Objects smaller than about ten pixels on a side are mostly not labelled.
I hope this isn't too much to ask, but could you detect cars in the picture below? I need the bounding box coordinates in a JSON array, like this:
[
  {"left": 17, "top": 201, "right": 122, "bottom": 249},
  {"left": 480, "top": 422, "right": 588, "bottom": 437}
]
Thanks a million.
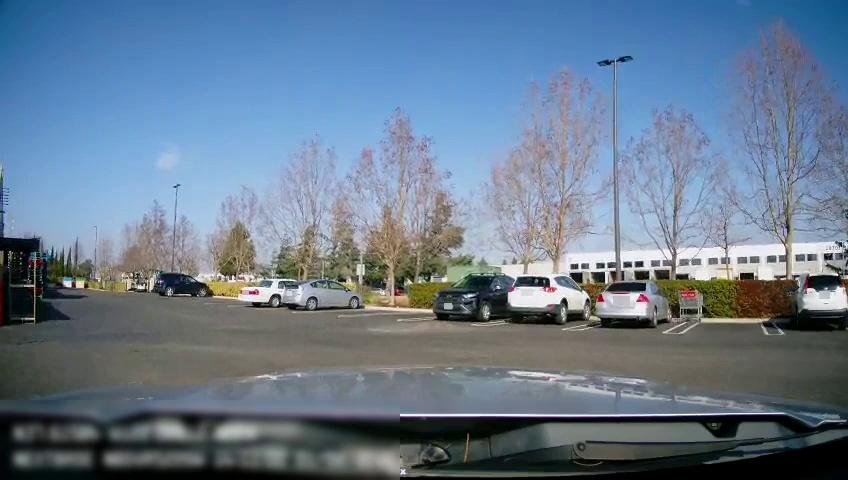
[
  {"left": 594, "top": 280, "right": 673, "bottom": 329},
  {"left": 238, "top": 278, "right": 297, "bottom": 308},
  {"left": 279, "top": 277, "right": 365, "bottom": 311}
]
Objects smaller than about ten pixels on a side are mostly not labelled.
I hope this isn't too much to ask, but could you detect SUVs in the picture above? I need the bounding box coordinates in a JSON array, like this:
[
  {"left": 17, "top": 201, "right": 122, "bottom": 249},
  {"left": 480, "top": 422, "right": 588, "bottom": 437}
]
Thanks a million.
[
  {"left": 153, "top": 273, "right": 209, "bottom": 298},
  {"left": 505, "top": 272, "right": 593, "bottom": 325},
  {"left": 433, "top": 271, "right": 517, "bottom": 323},
  {"left": 790, "top": 270, "right": 848, "bottom": 325}
]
